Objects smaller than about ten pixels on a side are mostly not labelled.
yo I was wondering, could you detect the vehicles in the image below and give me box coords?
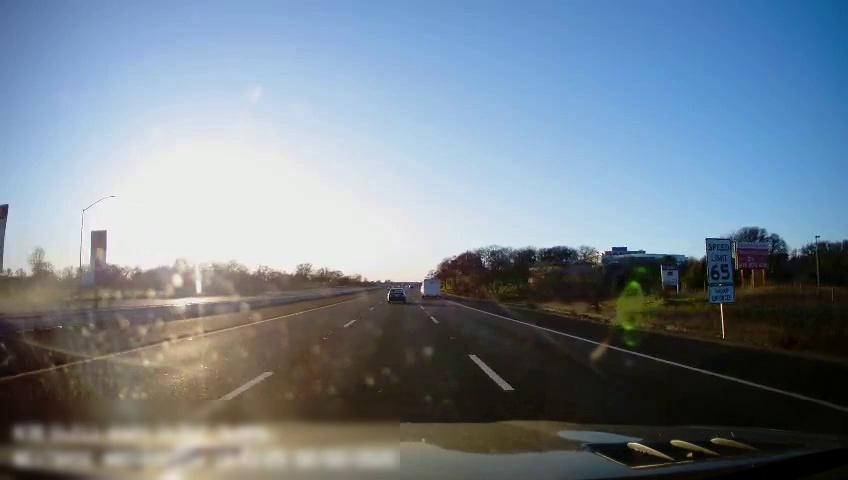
[386,288,408,305]
[420,278,443,299]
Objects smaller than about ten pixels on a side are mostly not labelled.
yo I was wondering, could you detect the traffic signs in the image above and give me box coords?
[708,287,734,304]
